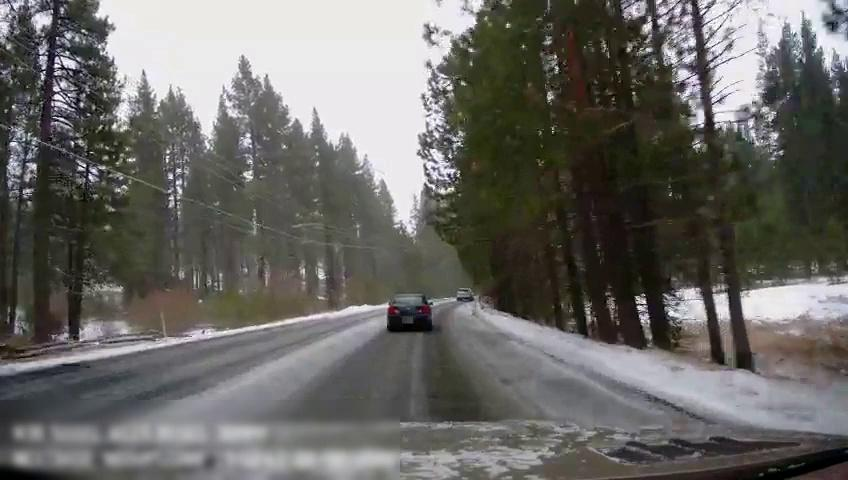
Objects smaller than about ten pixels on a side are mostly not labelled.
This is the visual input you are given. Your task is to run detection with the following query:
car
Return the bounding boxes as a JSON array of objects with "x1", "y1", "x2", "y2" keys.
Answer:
[{"x1": 386, "y1": 292, "x2": 434, "y2": 332}]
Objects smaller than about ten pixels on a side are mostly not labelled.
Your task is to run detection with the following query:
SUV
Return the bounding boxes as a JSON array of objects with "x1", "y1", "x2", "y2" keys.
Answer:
[{"x1": 456, "y1": 288, "x2": 473, "y2": 302}]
